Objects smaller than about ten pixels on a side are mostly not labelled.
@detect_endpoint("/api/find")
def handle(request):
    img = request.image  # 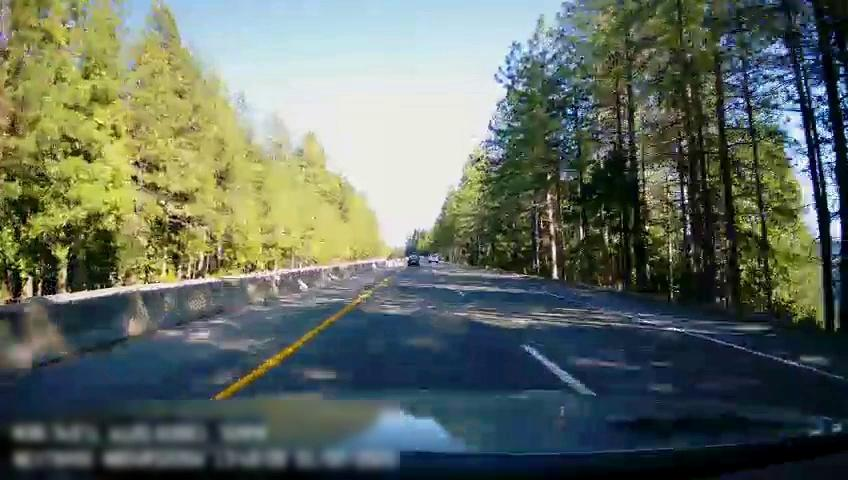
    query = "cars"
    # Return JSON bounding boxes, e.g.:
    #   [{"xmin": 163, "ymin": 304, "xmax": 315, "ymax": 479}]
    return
[
  {"xmin": 428, "ymin": 255, "xmax": 439, "ymax": 264},
  {"xmin": 407, "ymin": 256, "xmax": 420, "ymax": 266}
]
